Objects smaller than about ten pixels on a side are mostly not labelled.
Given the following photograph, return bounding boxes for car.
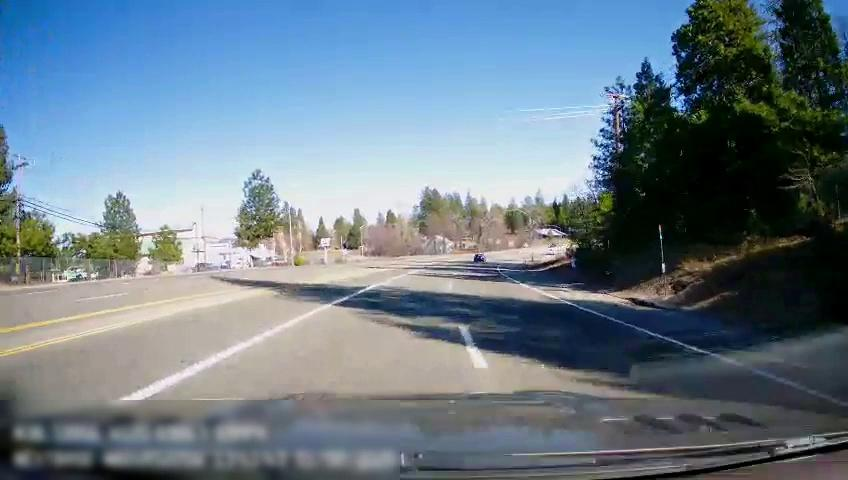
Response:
[473,253,485,262]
